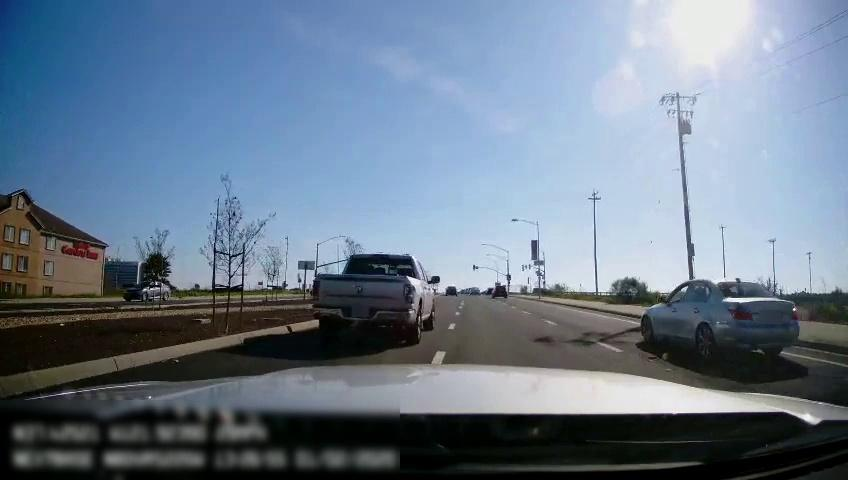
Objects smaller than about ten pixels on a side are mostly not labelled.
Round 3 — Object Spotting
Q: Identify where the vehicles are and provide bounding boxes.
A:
[445,286,458,296]
[640,278,800,366]
[491,285,508,298]
[469,287,481,297]
[124,280,172,303]
[312,252,441,347]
